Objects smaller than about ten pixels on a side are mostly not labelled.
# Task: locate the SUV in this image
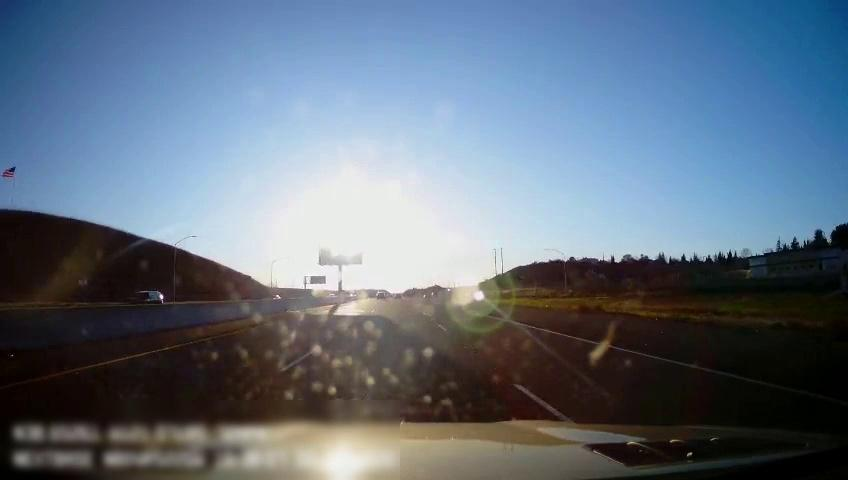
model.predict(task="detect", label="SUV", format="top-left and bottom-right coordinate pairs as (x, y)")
top-left (133, 291), bottom-right (164, 304)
